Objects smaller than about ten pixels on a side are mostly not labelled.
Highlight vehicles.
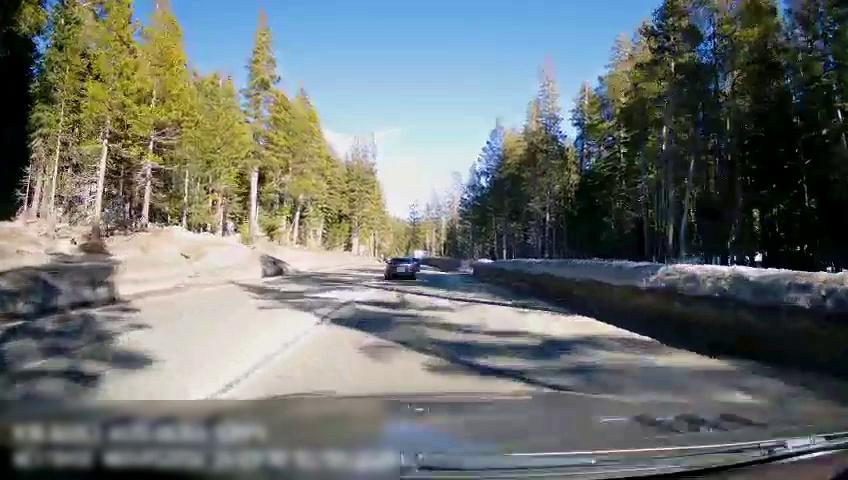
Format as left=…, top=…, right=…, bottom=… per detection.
left=410, top=257, right=421, bottom=273
left=384, top=255, right=417, bottom=280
